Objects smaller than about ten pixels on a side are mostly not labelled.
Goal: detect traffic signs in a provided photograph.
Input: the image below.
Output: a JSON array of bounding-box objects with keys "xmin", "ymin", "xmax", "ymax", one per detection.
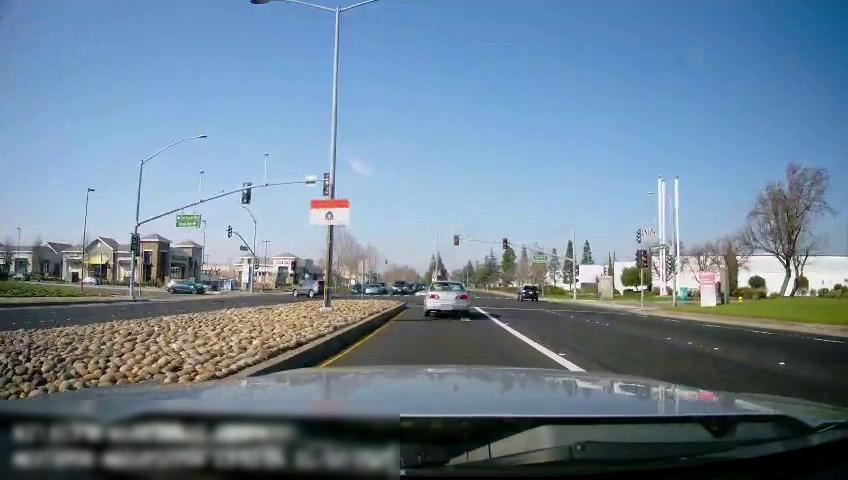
[{"xmin": 175, "ymin": 214, "xmax": 202, "ymax": 228}]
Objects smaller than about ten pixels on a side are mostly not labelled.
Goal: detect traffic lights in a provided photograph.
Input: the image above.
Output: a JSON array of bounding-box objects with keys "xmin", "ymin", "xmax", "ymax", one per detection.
[
  {"xmin": 322, "ymin": 171, "xmax": 331, "ymax": 197},
  {"xmin": 634, "ymin": 251, "xmax": 642, "ymax": 268},
  {"xmin": 130, "ymin": 236, "xmax": 137, "ymax": 253},
  {"xmin": 634, "ymin": 230, "xmax": 641, "ymax": 245},
  {"xmin": 227, "ymin": 225, "xmax": 233, "ymax": 238},
  {"xmin": 454, "ymin": 234, "xmax": 460, "ymax": 246},
  {"xmin": 241, "ymin": 182, "xmax": 251, "ymax": 205},
  {"xmin": 667, "ymin": 258, "xmax": 676, "ymax": 272},
  {"xmin": 643, "ymin": 255, "xmax": 649, "ymax": 268},
  {"xmin": 502, "ymin": 239, "xmax": 508, "ymax": 250}
]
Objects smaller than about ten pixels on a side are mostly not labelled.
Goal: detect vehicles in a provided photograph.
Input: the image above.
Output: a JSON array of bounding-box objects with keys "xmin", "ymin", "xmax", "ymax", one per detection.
[
  {"xmin": 292, "ymin": 280, "xmax": 325, "ymax": 299},
  {"xmin": 167, "ymin": 279, "xmax": 207, "ymax": 295},
  {"xmin": 351, "ymin": 284, "xmax": 366, "ymax": 295},
  {"xmin": 518, "ymin": 285, "xmax": 540, "ymax": 302},
  {"xmin": 422, "ymin": 280, "xmax": 473, "ymax": 318},
  {"xmin": 390, "ymin": 280, "xmax": 409, "ymax": 294},
  {"xmin": 13, "ymin": 272, "xmax": 30, "ymax": 282},
  {"xmin": 365, "ymin": 282, "xmax": 384, "ymax": 295},
  {"xmin": 408, "ymin": 282, "xmax": 416, "ymax": 294}
]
